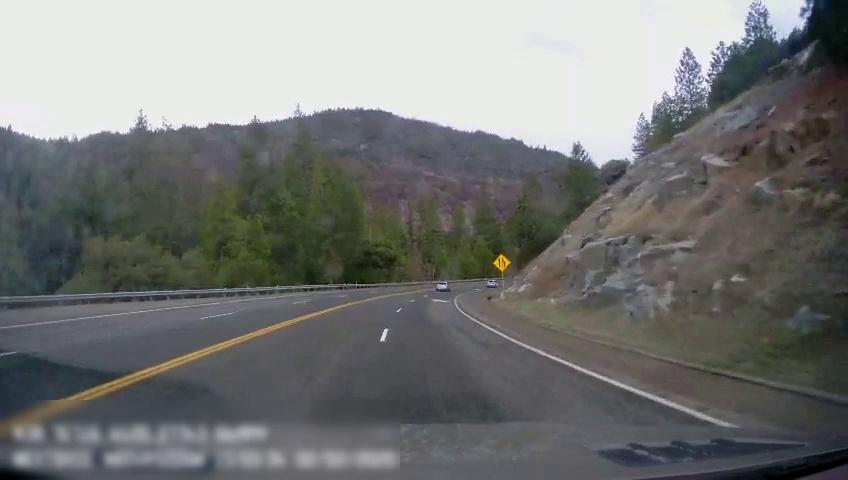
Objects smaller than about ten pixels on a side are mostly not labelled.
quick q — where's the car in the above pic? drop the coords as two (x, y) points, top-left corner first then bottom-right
(487, 279), (499, 288)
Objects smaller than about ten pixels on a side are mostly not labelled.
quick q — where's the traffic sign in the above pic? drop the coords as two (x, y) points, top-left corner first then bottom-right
(492, 254), (511, 272)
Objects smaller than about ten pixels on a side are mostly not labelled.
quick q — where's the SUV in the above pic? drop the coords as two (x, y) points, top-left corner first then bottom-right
(436, 281), (451, 292)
